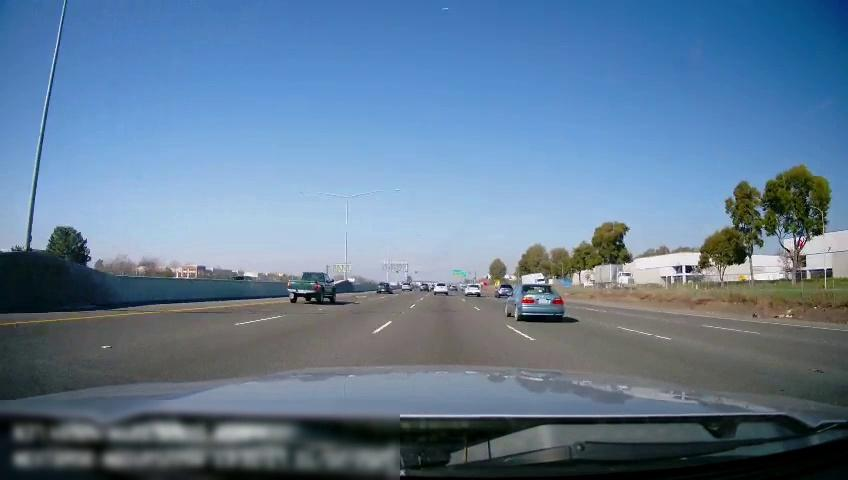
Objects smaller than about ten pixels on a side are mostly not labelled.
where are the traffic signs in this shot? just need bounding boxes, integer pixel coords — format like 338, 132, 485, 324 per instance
454, 270, 467, 278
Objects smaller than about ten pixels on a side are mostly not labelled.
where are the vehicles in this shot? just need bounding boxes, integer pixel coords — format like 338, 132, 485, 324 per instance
287, 271, 336, 304
464, 283, 482, 297
419, 283, 430, 291
504, 283, 565, 322
401, 282, 413, 292
494, 283, 514, 298
521, 273, 546, 286
376, 282, 393, 295
433, 282, 449, 296
594, 263, 636, 289
230, 275, 255, 281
